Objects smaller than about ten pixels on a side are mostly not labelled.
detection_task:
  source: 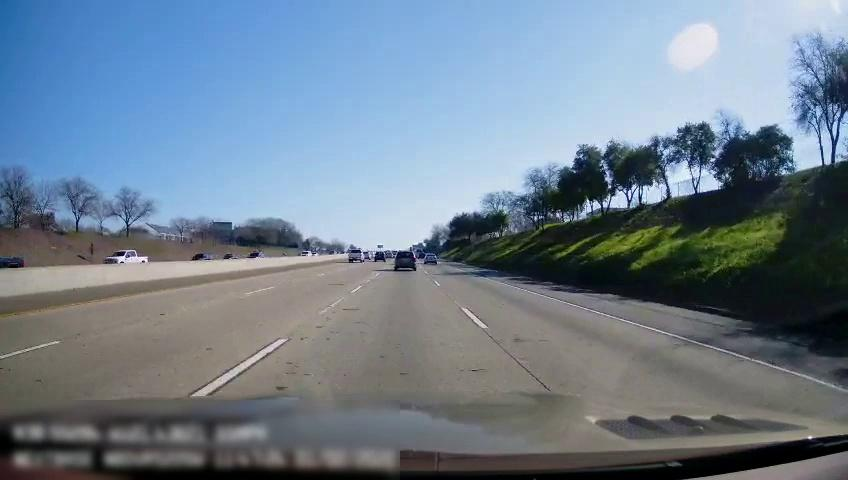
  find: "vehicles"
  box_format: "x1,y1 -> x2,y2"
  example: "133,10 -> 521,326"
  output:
247,252 -> 264,259
424,253 -> 438,265
300,250 -> 312,257
0,256 -> 24,268
192,253 -> 213,261
223,253 -> 240,260
103,250 -> 148,265
393,250 -> 417,271
374,252 -> 386,262
347,248 -> 365,264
